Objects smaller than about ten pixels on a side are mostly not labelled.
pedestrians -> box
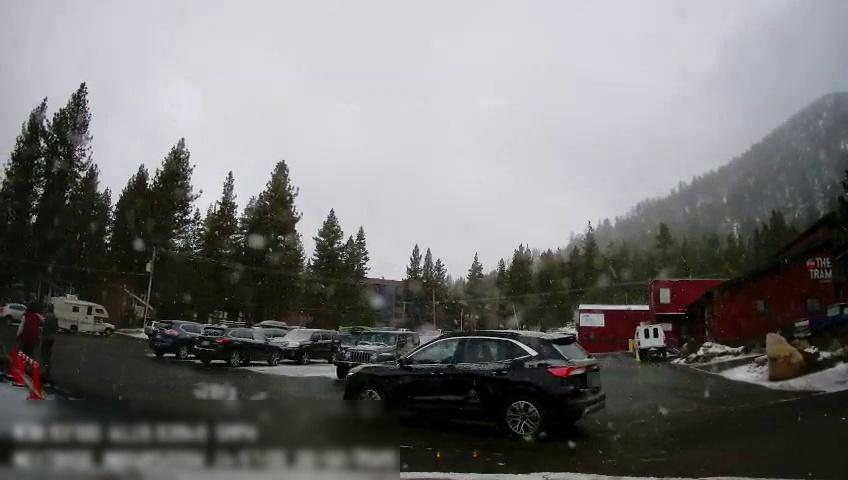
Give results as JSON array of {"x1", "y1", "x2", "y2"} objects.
[
  {"x1": 14, "y1": 307, "x2": 41, "y2": 357},
  {"x1": 42, "y1": 305, "x2": 58, "y2": 362}
]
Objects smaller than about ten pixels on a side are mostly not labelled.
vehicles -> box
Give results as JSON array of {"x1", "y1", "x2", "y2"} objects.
[
  {"x1": 45, "y1": 295, "x2": 116, "y2": 338},
  {"x1": 191, "y1": 327, "x2": 288, "y2": 368},
  {"x1": 0, "y1": 303, "x2": 25, "y2": 326},
  {"x1": 789, "y1": 300, "x2": 848, "y2": 337},
  {"x1": 276, "y1": 329, "x2": 338, "y2": 364},
  {"x1": 633, "y1": 324, "x2": 667, "y2": 359},
  {"x1": 143, "y1": 319, "x2": 159, "y2": 341},
  {"x1": 148, "y1": 321, "x2": 200, "y2": 360},
  {"x1": 335, "y1": 330, "x2": 422, "y2": 380},
  {"x1": 341, "y1": 330, "x2": 606, "y2": 442}
]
